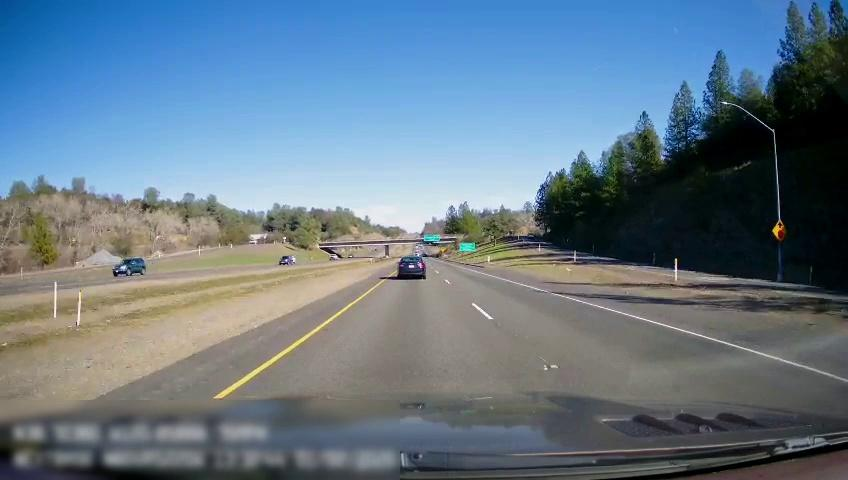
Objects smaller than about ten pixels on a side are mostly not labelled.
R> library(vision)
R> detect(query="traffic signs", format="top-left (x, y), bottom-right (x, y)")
top-left (423, 234), bottom-right (441, 242)
top-left (459, 242), bottom-right (477, 252)
top-left (772, 220), bottom-right (788, 242)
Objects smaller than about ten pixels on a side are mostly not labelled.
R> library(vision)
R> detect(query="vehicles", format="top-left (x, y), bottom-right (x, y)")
top-left (278, 256), bottom-right (292, 265)
top-left (290, 256), bottom-right (297, 264)
top-left (397, 256), bottom-right (426, 279)
top-left (112, 257), bottom-right (147, 277)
